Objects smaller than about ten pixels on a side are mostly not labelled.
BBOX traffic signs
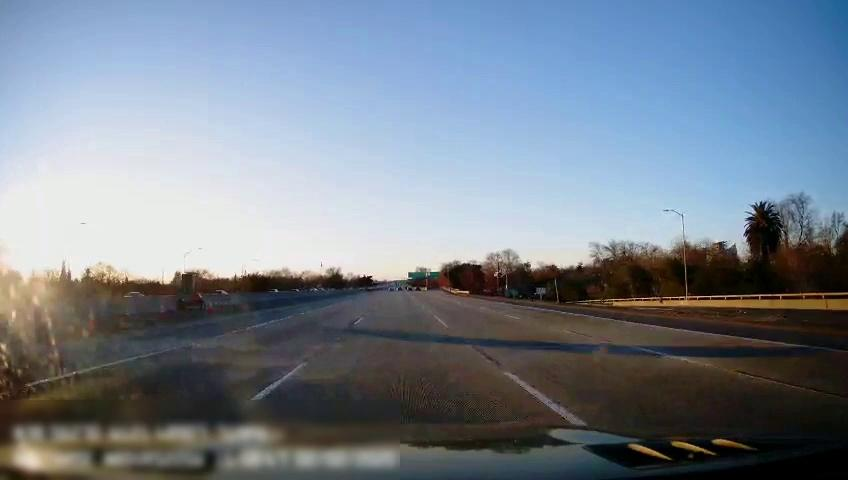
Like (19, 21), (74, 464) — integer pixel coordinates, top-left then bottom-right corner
(429, 270), (441, 277)
(407, 271), (426, 279)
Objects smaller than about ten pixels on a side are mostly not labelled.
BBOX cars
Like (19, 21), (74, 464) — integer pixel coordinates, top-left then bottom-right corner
(123, 291), (145, 298)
